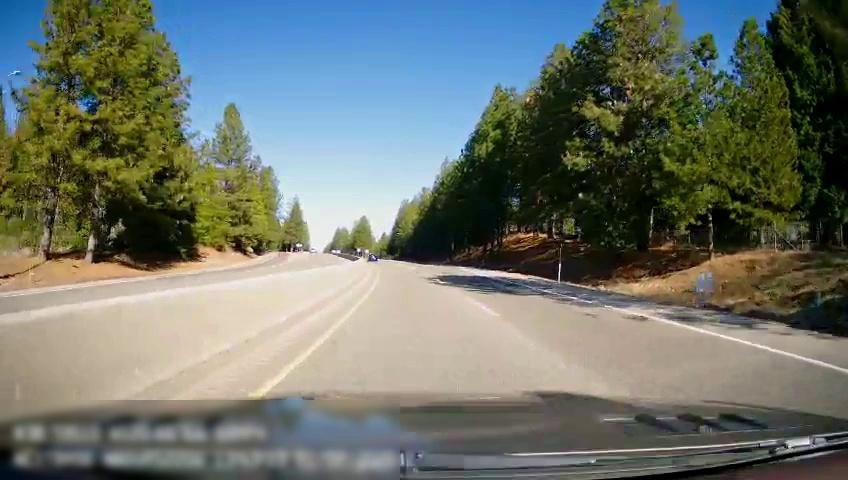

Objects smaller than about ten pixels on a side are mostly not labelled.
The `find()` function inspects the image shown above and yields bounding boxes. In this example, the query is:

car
[366,254,378,264]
